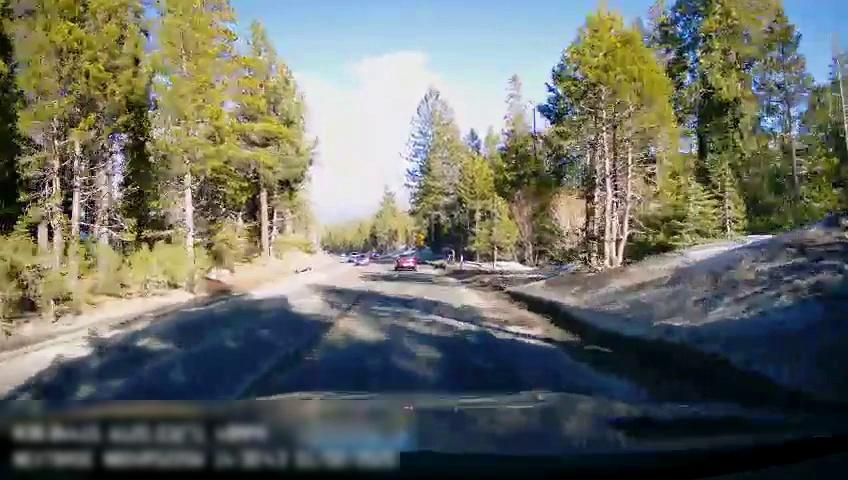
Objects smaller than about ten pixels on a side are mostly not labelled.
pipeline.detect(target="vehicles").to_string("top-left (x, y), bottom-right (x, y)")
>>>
top-left (355, 256), bottom-right (370, 266)
top-left (349, 251), bottom-right (362, 262)
top-left (396, 254), bottom-right (416, 271)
